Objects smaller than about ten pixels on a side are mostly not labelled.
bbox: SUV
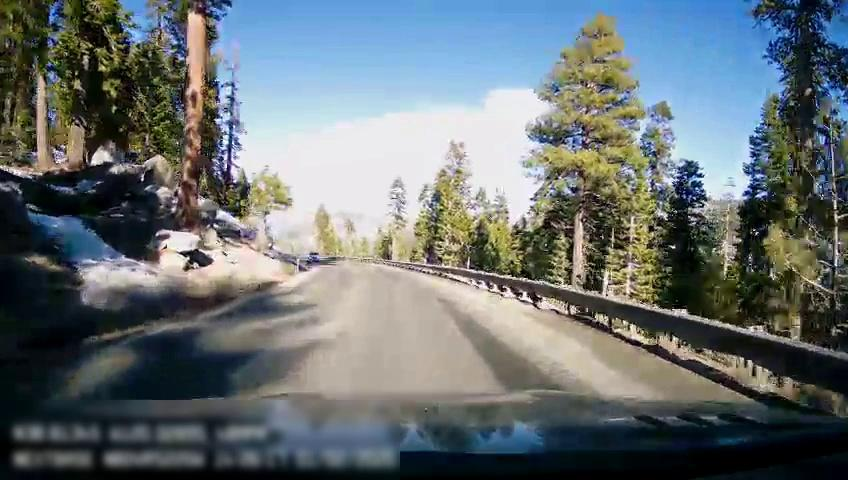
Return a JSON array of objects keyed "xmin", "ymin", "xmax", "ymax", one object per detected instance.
[{"xmin": 305, "ymin": 250, "xmax": 321, "ymax": 264}]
